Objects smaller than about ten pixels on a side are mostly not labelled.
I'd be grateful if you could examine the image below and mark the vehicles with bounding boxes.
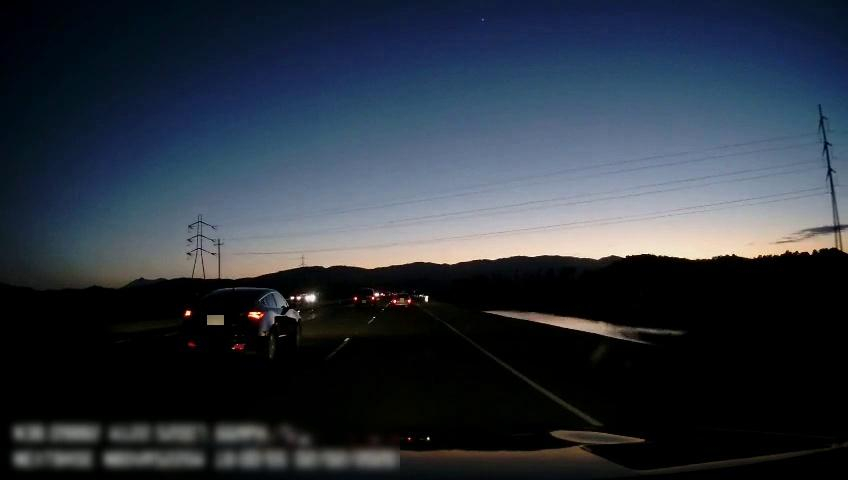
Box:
[304,293,318,303]
[392,291,411,307]
[354,287,375,304]
[178,286,301,359]
[289,292,302,303]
